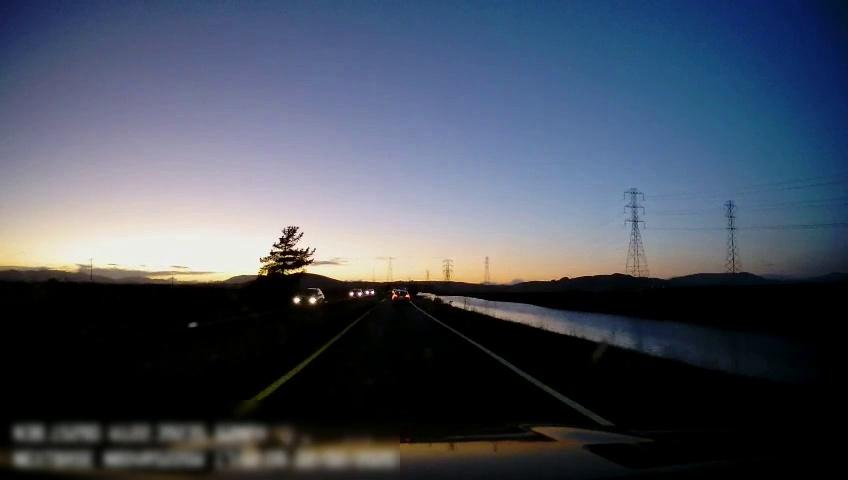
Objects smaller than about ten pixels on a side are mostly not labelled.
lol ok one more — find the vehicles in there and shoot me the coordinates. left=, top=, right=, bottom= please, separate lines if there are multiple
left=348, top=288, right=363, bottom=299
left=292, top=287, right=325, bottom=308
left=390, top=289, right=408, bottom=303
left=365, top=288, right=376, bottom=297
